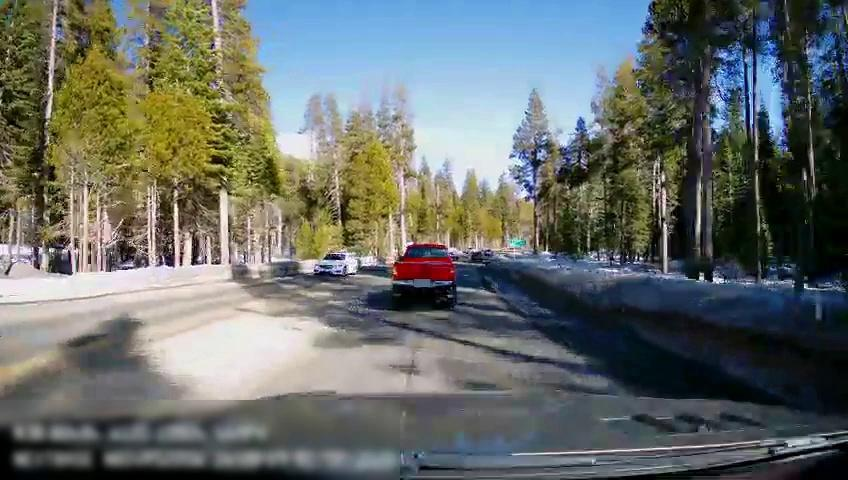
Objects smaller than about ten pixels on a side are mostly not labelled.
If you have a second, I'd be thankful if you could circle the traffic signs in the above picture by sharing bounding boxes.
[511,239,527,249]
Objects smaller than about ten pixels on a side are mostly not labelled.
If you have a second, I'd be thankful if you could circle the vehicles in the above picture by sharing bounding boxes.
[312,252,360,278]
[390,241,459,304]
[469,249,486,262]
